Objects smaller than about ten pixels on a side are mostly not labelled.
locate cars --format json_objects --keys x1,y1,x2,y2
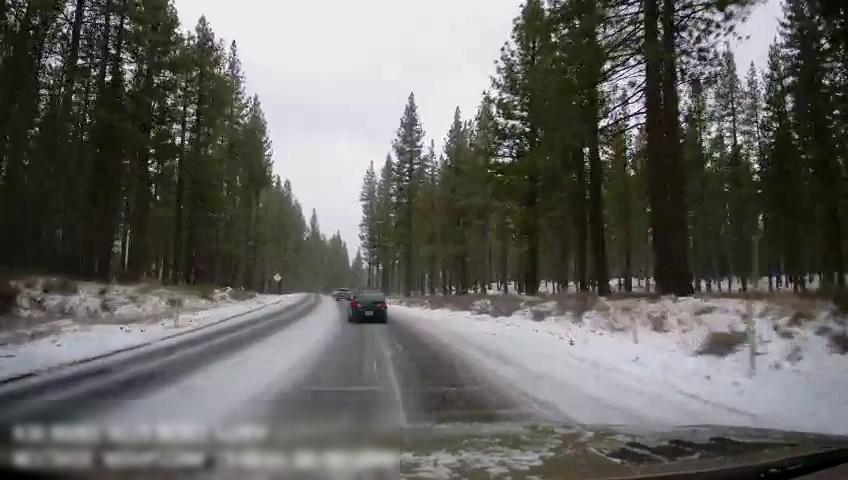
[
  {"x1": 349, "y1": 293, "x2": 388, "y2": 323},
  {"x1": 334, "y1": 287, "x2": 353, "y2": 301}
]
